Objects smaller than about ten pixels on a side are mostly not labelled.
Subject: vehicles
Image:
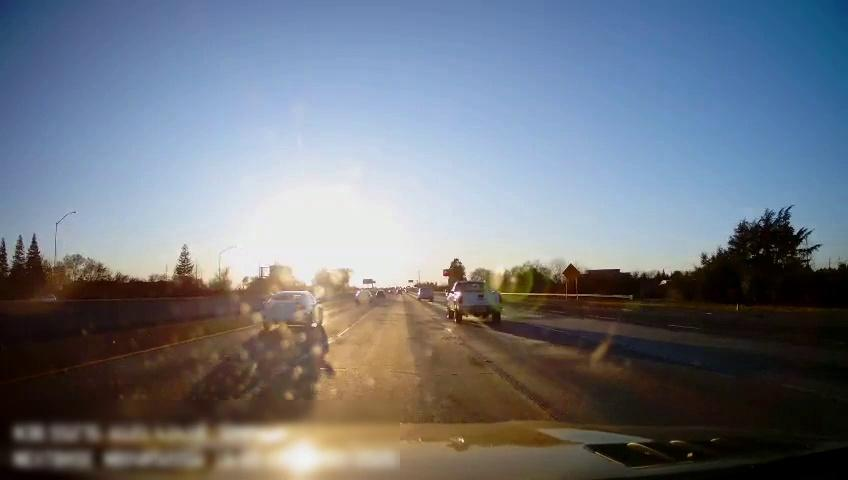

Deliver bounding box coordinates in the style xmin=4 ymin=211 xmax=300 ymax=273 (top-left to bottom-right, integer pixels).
xmin=446 ymin=280 xmax=501 ymax=324
xmin=354 ymin=289 xmax=373 ymax=305
xmin=375 ymin=290 xmax=387 ymax=299
xmin=417 ymin=287 xmax=435 ymax=302
xmin=262 ymin=290 xmax=325 ymax=332
xmin=36 ymin=293 xmax=56 ymax=302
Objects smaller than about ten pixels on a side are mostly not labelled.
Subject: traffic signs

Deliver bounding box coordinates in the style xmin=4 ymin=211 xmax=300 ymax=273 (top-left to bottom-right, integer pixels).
xmin=563 ymin=262 xmax=580 ymax=283
xmin=362 ymin=279 xmax=375 ymax=284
